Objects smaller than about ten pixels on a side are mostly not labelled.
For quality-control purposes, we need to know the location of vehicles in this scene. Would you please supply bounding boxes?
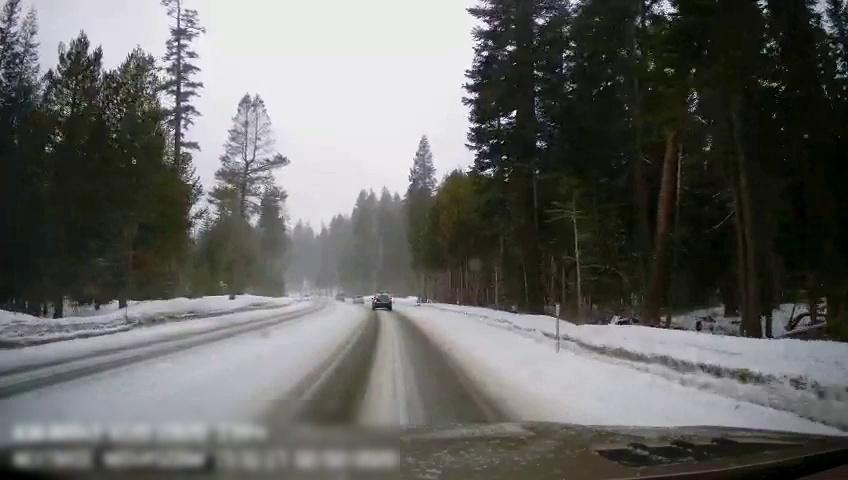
[371,290,393,312]
[352,296,365,305]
